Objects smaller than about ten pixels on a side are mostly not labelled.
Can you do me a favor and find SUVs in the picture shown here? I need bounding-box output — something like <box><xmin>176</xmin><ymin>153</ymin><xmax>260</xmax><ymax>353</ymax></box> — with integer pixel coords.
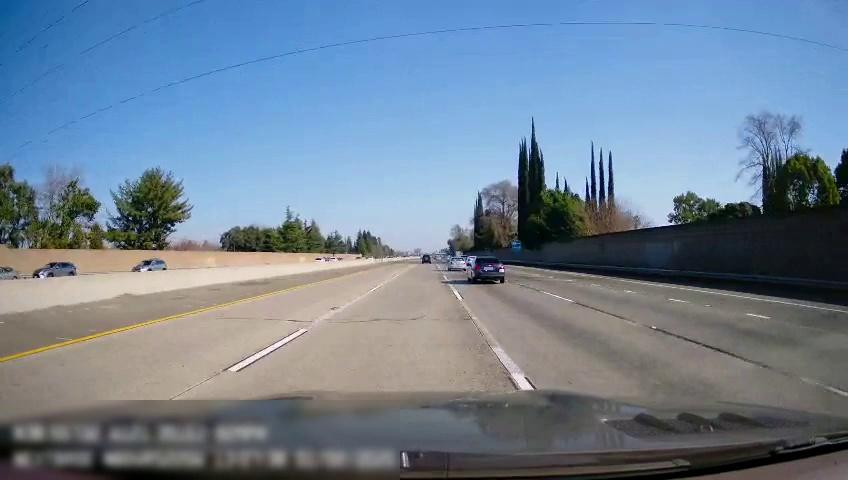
<box><xmin>466</xmin><ymin>257</ymin><xmax>506</xmax><ymax>284</ymax></box>
<box><xmin>421</xmin><ymin>254</ymin><xmax>431</xmax><ymax>265</ymax></box>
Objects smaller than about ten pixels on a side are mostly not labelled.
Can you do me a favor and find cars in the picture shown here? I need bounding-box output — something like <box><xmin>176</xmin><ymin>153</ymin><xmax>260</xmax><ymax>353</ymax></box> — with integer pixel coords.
<box><xmin>131</xmin><ymin>260</ymin><xmax>167</xmax><ymax>272</ymax></box>
<box><xmin>0</xmin><ymin>266</ymin><xmax>17</xmax><ymax>281</ymax></box>
<box><xmin>32</xmin><ymin>262</ymin><xmax>77</xmax><ymax>278</ymax></box>
<box><xmin>447</xmin><ymin>256</ymin><xmax>467</xmax><ymax>271</ymax></box>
